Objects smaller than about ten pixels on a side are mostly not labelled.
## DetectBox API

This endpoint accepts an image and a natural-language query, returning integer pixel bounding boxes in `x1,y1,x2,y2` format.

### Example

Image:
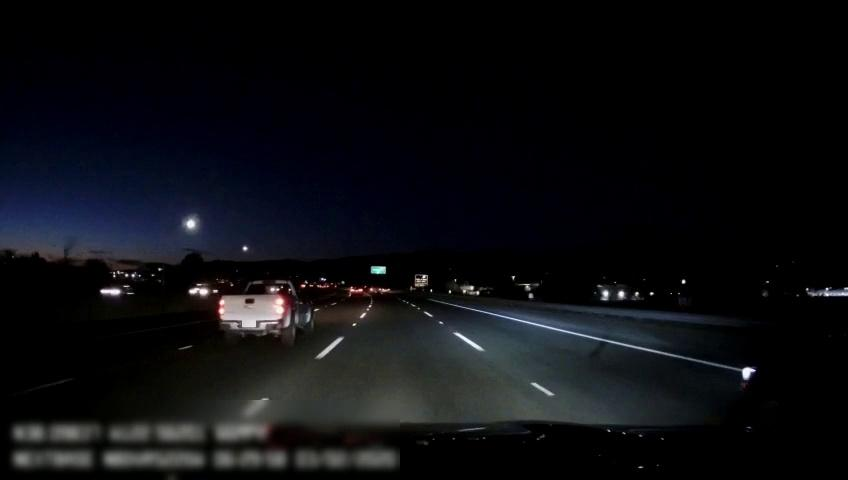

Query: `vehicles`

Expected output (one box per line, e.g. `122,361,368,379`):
188,282,218,297
99,284,134,298
348,284,368,298
732,347,801,426
217,278,318,350
368,286,381,297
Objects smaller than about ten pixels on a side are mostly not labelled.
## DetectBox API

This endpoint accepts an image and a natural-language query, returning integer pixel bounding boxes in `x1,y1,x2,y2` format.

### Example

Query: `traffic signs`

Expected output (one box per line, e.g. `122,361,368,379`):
414,273,429,288
370,265,387,275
